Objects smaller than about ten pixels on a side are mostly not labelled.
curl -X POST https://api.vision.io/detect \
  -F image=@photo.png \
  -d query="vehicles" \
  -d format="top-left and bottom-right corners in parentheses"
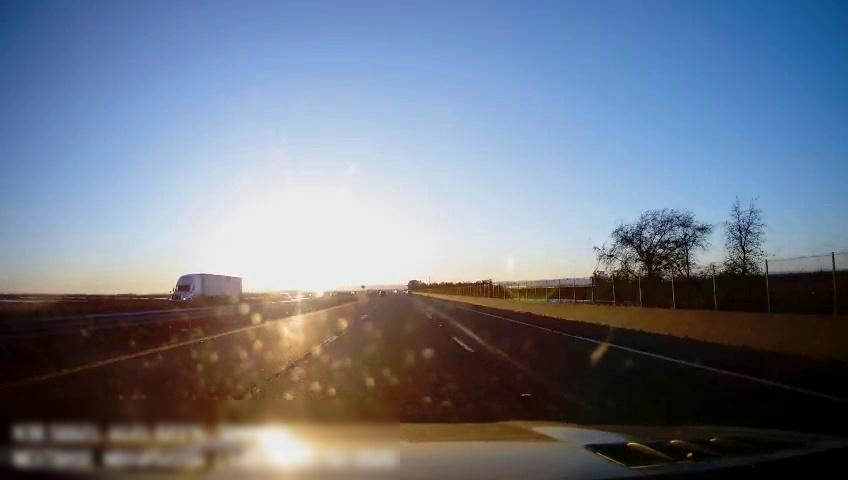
top-left (273, 293), bottom-right (292, 301)
top-left (168, 273), bottom-right (243, 308)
